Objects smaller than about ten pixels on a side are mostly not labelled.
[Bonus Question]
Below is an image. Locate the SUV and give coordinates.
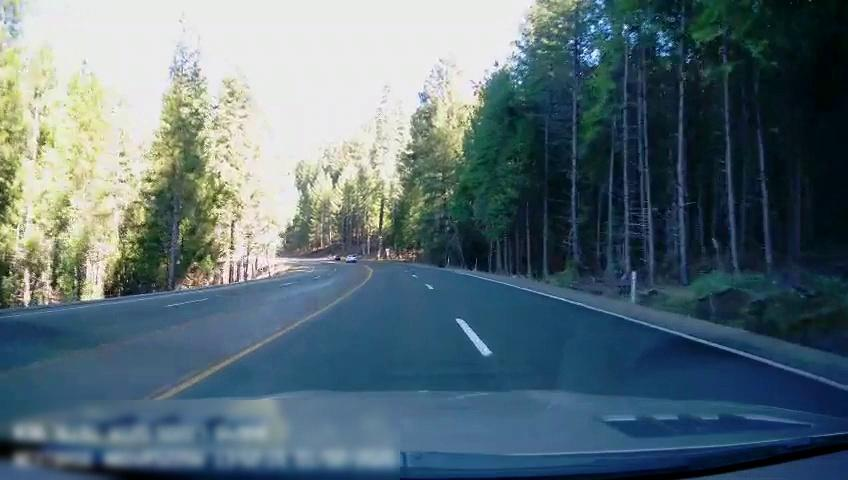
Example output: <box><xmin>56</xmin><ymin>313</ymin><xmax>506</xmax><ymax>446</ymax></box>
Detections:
<box><xmin>344</xmin><ymin>254</ymin><xmax>358</xmax><ymax>264</ymax></box>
